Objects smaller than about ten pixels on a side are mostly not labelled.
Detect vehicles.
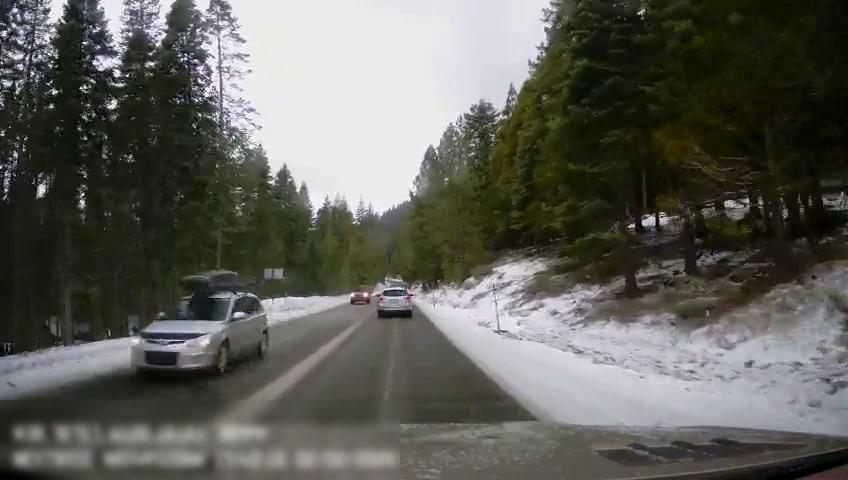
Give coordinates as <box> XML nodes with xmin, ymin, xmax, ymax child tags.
<box><xmin>350</xmin><ymin>287</ymin><xmax>371</xmax><ymax>304</ymax></box>
<box><xmin>130</xmin><ymin>271</ymin><xmax>269</xmax><ymax>379</ymax></box>
<box><xmin>377</xmin><ymin>287</ymin><xmax>414</xmax><ymax>317</ymax></box>
<box><xmin>387</xmin><ymin>283</ymin><xmax>407</xmax><ymax>288</ymax></box>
